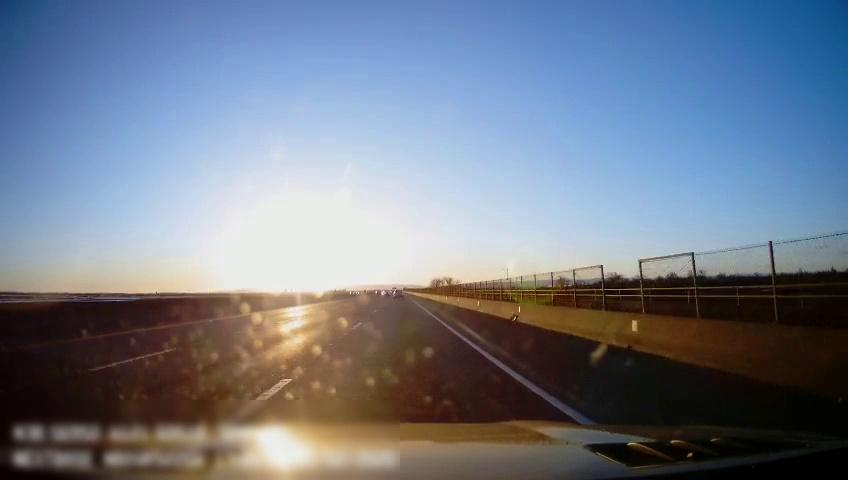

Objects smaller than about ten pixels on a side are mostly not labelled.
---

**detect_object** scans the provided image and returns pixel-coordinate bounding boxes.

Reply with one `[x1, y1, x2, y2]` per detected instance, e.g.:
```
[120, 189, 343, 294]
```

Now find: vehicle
[393, 289, 405, 300]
